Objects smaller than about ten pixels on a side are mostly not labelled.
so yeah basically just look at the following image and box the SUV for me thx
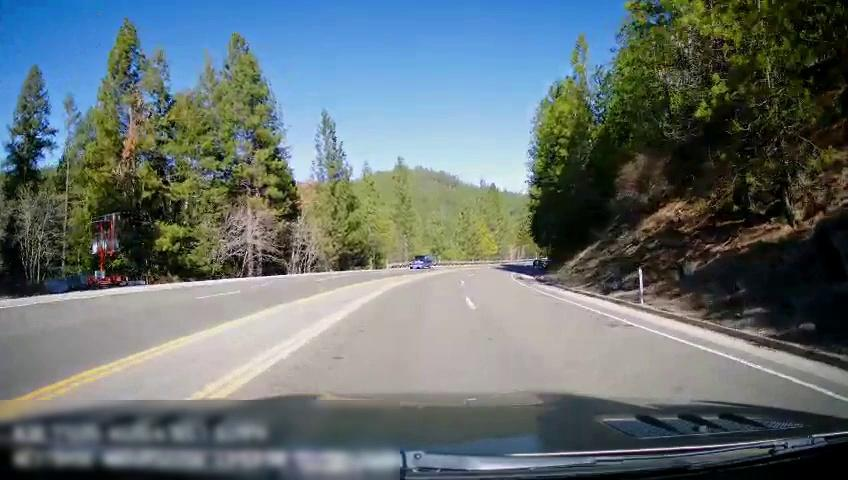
[408,255,432,270]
